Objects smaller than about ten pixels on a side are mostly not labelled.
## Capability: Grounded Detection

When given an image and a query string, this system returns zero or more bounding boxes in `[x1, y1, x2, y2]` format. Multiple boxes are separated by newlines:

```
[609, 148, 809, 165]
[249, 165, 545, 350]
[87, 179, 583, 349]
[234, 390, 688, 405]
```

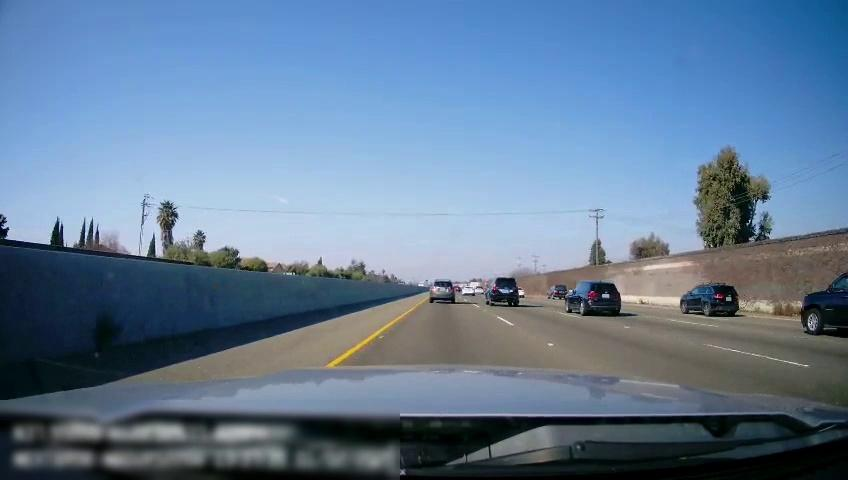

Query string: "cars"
[516, 286, 525, 299]
[473, 286, 484, 295]
[461, 285, 475, 297]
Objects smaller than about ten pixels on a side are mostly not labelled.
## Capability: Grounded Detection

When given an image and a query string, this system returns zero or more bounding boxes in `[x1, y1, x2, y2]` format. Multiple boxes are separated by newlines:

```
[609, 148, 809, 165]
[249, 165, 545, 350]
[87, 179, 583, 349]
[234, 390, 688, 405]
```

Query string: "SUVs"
[679, 283, 739, 318]
[485, 276, 520, 307]
[564, 279, 622, 316]
[800, 271, 848, 339]
[429, 279, 456, 305]
[547, 284, 568, 300]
